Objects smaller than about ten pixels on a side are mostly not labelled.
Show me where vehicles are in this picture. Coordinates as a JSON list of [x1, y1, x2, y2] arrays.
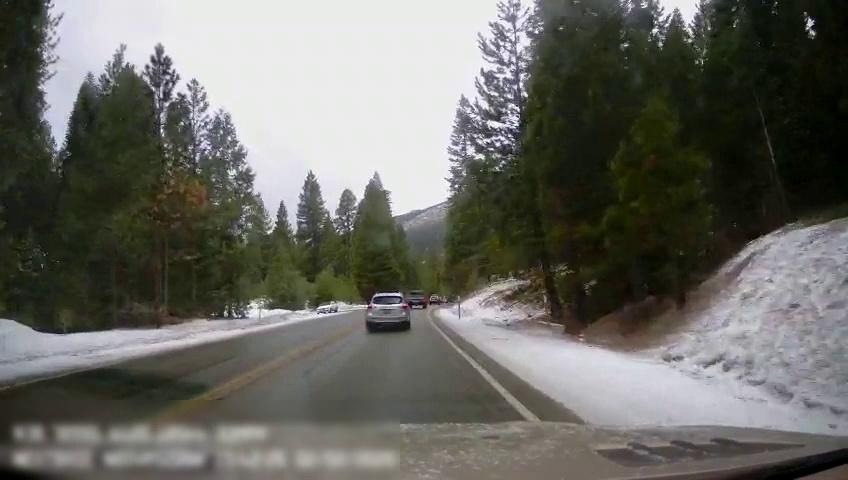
[[365, 293, 410, 332], [404, 291, 428, 309], [428, 294, 440, 305], [316, 302, 339, 315]]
